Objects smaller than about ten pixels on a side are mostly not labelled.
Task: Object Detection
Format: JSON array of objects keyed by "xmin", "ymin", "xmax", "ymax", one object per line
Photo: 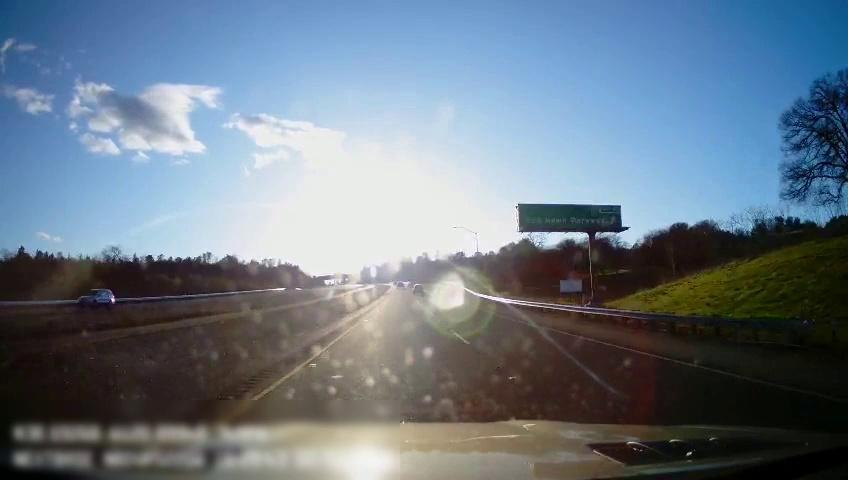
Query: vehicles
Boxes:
[
  {"xmin": 78, "ymin": 289, "xmax": 115, "ymax": 309},
  {"xmin": 413, "ymin": 284, "xmax": 425, "ymax": 295}
]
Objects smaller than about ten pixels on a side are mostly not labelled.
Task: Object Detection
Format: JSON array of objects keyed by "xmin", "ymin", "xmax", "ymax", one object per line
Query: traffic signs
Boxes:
[
  {"xmin": 517, "ymin": 203, "xmax": 631, "ymax": 234},
  {"xmin": 559, "ymin": 279, "xmax": 583, "ymax": 293}
]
